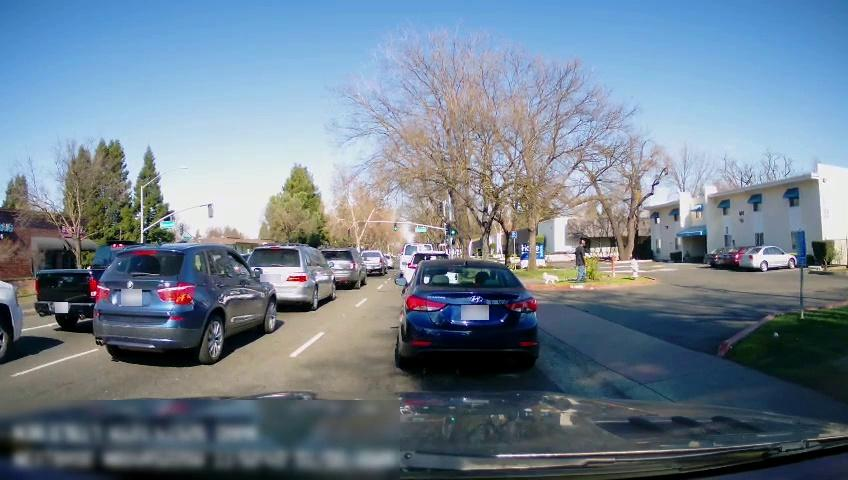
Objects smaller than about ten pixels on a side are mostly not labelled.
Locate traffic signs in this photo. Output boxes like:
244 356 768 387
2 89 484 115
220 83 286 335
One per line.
416 226 428 233
160 220 175 229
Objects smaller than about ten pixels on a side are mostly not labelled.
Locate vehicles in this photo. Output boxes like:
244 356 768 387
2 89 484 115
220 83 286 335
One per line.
245 244 336 311
31 240 146 330
738 246 799 272
359 249 388 277
394 259 545 372
705 247 733 269
92 243 278 364
321 246 369 290
722 247 755 270
398 241 434 278
402 251 450 284
0 280 26 362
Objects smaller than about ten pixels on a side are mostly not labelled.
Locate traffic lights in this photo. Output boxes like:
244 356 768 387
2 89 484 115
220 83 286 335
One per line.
179 223 184 236
207 203 215 219
449 224 457 238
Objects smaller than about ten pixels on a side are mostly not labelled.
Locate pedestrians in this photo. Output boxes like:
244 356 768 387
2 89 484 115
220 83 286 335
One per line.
573 240 587 283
